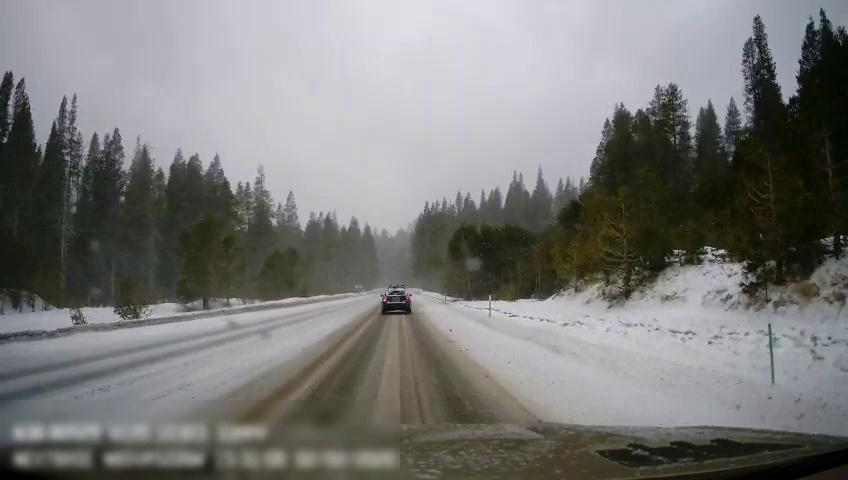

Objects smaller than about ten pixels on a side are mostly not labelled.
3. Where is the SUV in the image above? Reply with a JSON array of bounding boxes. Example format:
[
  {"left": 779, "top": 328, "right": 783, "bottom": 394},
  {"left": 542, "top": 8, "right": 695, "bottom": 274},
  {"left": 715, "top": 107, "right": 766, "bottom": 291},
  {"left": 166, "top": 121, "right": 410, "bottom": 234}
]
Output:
[{"left": 380, "top": 283, "right": 413, "bottom": 315}]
